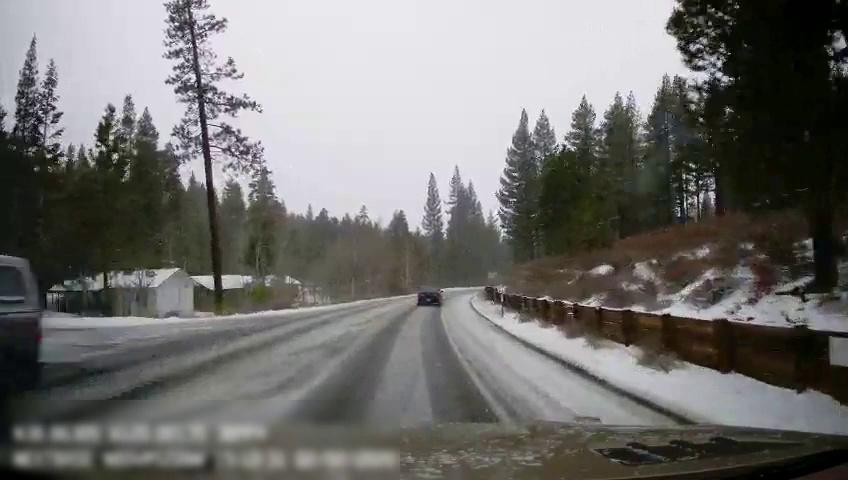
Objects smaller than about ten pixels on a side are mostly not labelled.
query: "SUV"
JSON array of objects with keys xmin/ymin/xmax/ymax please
[{"xmin": 0, "ymin": 255, "xmax": 44, "ymax": 428}]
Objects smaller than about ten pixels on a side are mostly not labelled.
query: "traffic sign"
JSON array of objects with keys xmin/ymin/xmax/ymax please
[{"xmin": 487, "ymin": 271, "xmax": 498, "ymax": 280}]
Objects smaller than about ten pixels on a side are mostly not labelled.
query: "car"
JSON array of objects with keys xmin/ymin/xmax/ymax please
[{"xmin": 417, "ymin": 285, "xmax": 444, "ymax": 307}]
